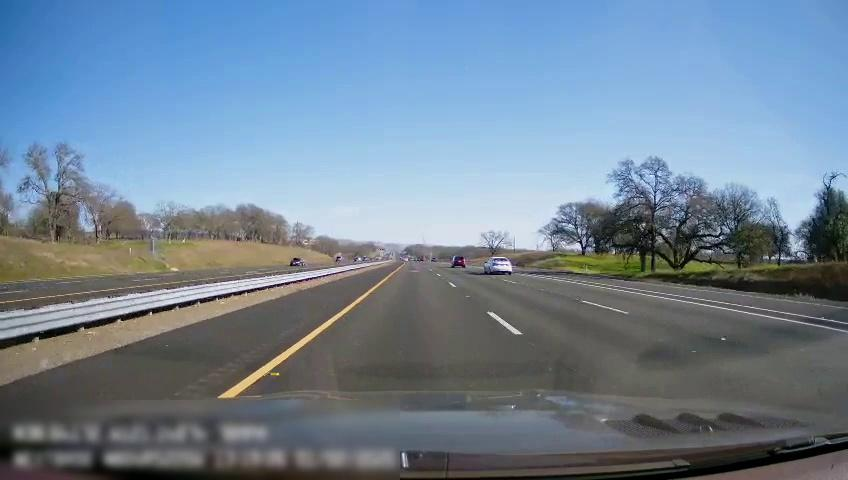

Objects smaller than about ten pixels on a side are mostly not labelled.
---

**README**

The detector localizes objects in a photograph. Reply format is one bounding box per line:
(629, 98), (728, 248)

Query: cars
(451, 255), (465, 268)
(484, 256), (512, 275)
(289, 257), (305, 267)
